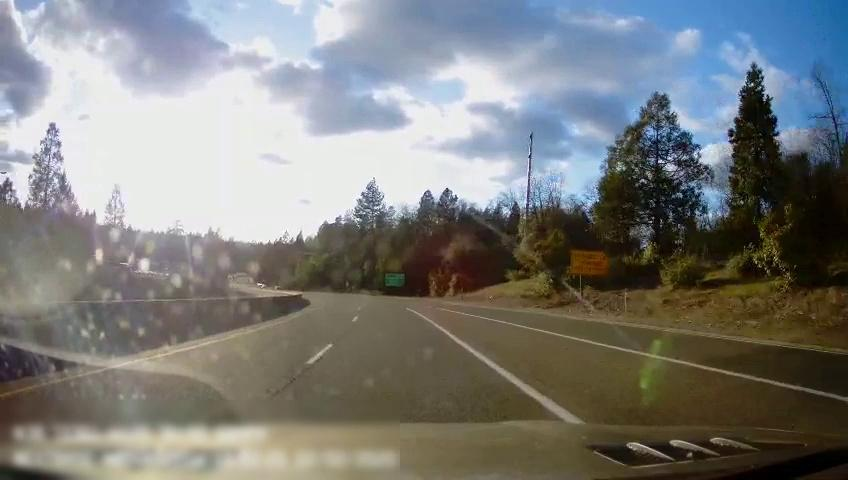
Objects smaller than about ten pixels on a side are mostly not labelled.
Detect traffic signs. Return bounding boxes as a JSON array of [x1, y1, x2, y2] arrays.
[[385, 272, 405, 287], [570, 249, 609, 274]]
